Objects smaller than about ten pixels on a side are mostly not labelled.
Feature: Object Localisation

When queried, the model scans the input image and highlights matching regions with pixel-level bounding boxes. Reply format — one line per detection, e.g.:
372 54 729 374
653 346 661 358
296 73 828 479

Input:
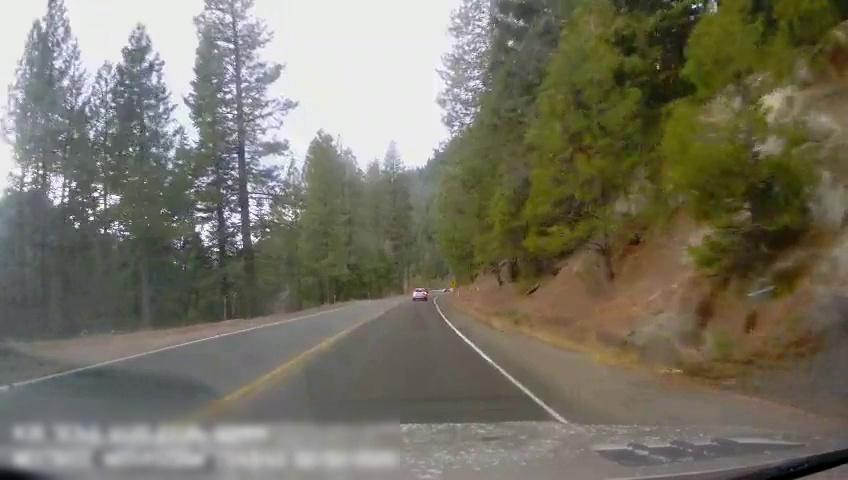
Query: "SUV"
412 287 428 301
